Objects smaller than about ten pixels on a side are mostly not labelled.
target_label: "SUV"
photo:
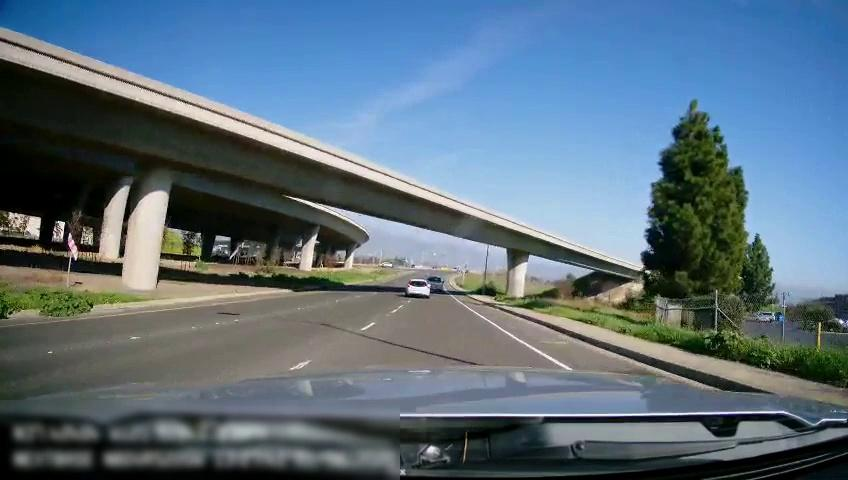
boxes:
[406,279,431,299]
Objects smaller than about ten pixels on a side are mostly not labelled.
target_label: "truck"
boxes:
[426,276,445,294]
